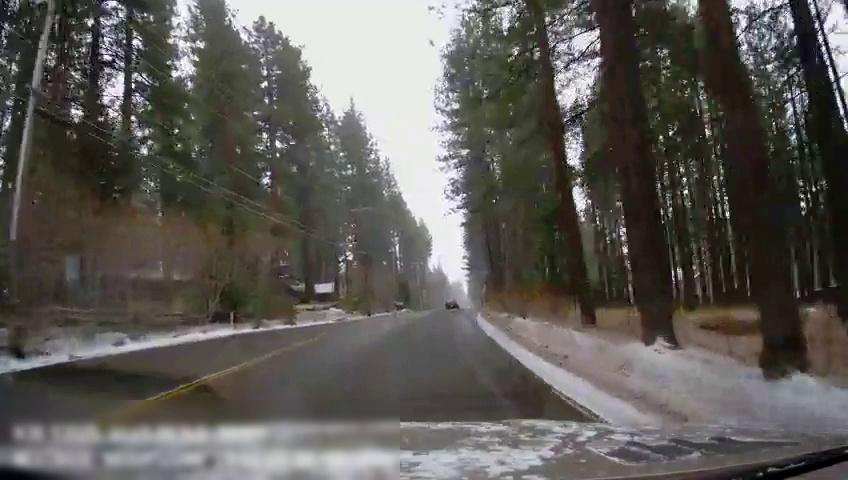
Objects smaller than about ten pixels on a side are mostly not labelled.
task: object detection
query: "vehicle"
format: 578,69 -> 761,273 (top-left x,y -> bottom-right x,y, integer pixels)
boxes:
443,300 -> 459,311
